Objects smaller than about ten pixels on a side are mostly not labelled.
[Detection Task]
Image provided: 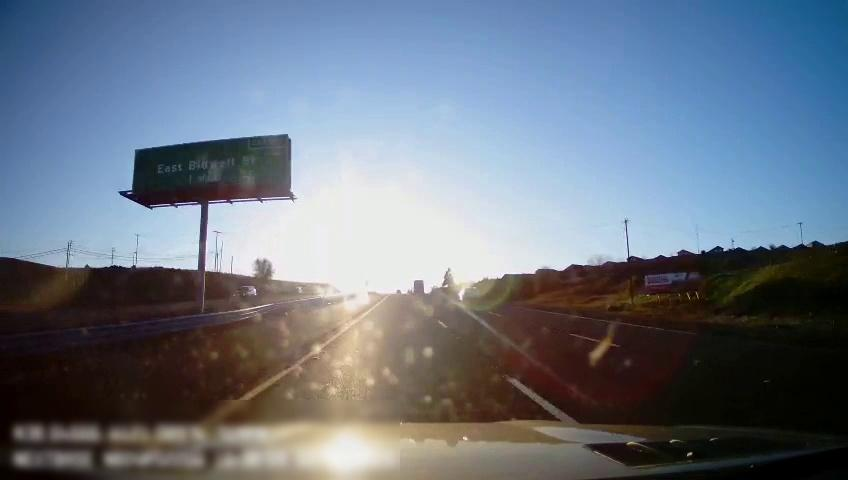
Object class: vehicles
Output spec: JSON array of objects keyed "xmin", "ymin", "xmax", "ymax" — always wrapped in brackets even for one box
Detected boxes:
[
  {"xmin": 414, "ymin": 280, "xmax": 424, "ymax": 295},
  {"xmin": 231, "ymin": 285, "xmax": 257, "ymax": 302},
  {"xmin": 457, "ymin": 288, "xmax": 478, "ymax": 303}
]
